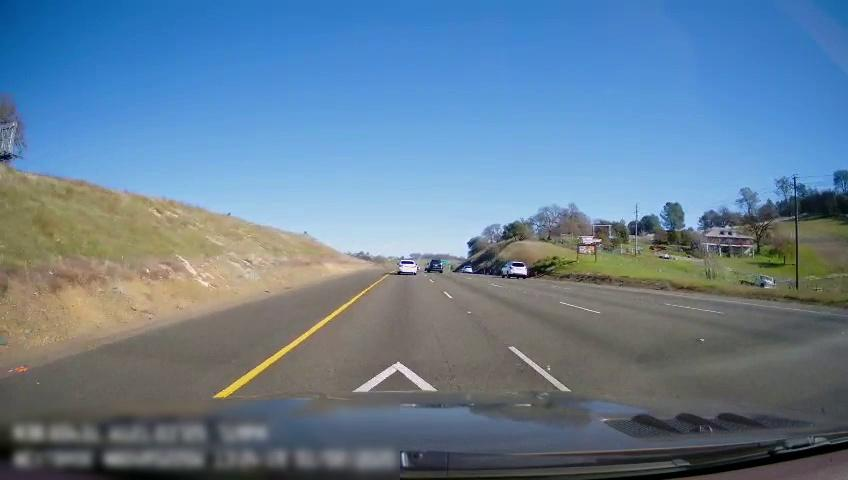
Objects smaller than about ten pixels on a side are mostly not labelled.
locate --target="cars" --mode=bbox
[461,266,473,274]
[397,260,418,276]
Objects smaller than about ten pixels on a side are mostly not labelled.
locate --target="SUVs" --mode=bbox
[425,260,443,273]
[501,262,528,280]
